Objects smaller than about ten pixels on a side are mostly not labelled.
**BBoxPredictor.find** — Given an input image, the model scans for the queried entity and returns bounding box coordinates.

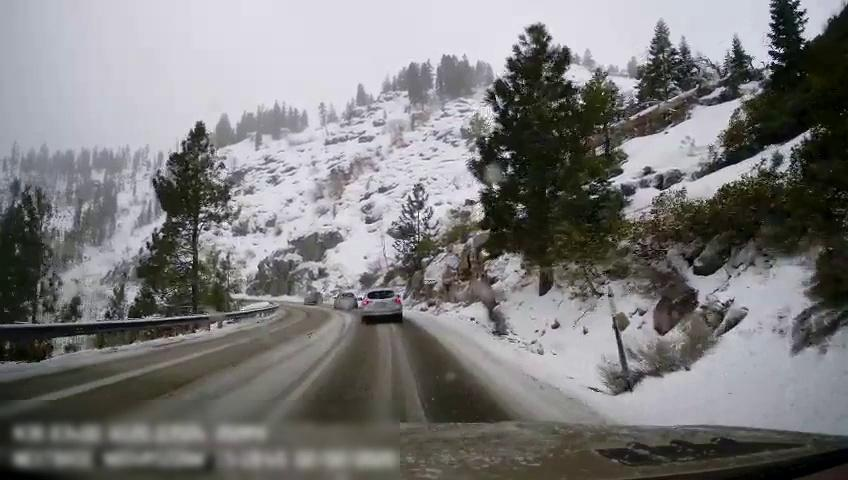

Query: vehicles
[360,290,403,324]
[333,291,358,310]
[304,292,323,305]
